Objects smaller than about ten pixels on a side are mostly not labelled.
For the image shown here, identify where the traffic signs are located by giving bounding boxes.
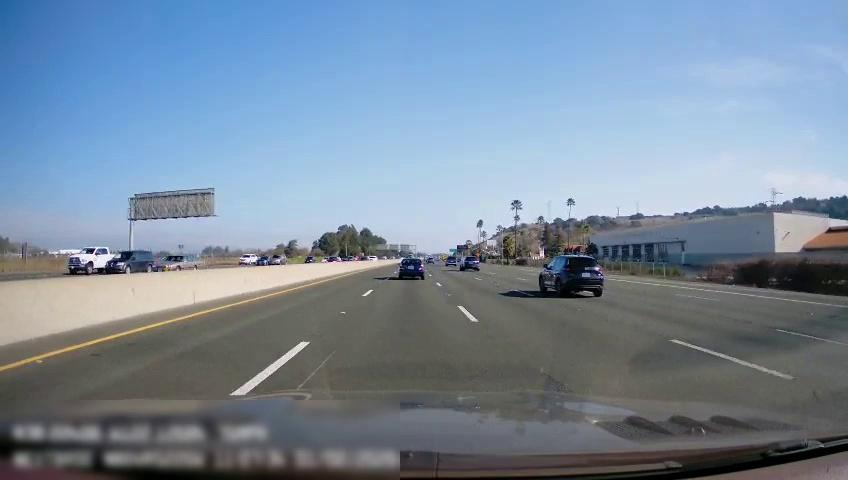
[388,243,398,253]
[376,243,387,252]
[133,186,216,222]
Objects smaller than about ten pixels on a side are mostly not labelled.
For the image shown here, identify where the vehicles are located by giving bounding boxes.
[367,255,378,261]
[267,254,288,266]
[66,246,121,276]
[341,255,355,262]
[397,258,425,281]
[326,256,339,263]
[537,255,604,298]
[104,249,156,274]
[153,254,203,273]
[238,253,262,266]
[445,256,457,266]
[255,255,273,266]
[304,256,317,264]
[459,255,480,272]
